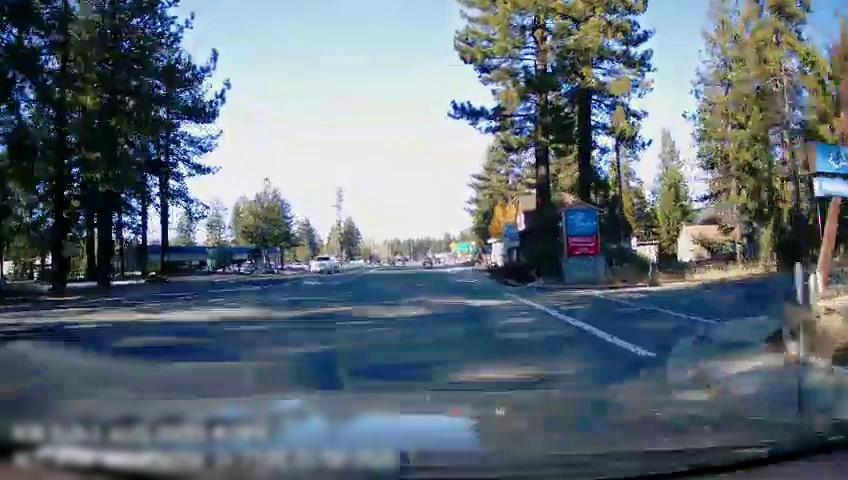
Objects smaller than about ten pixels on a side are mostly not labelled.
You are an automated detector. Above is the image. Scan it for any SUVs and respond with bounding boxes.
[309,255,337,275]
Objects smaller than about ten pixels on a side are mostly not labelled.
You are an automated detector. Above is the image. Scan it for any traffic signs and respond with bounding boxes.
[503,224,520,249]
[455,242,478,254]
